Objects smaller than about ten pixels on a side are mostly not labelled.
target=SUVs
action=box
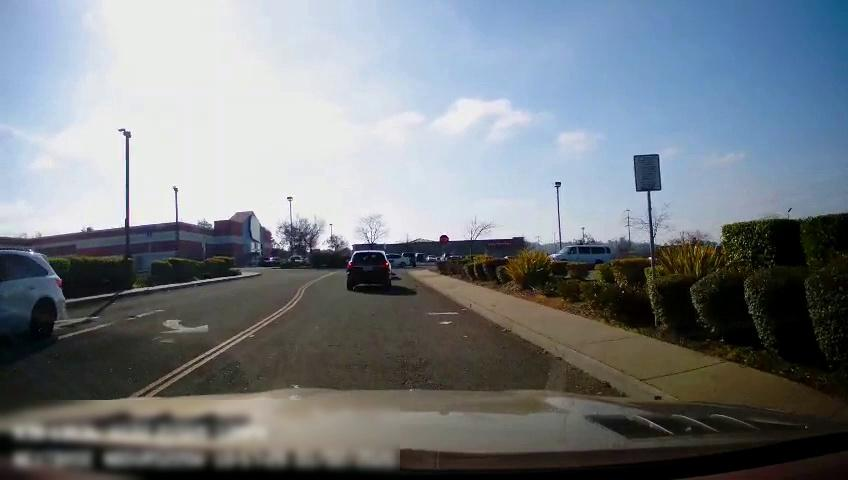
[346,249,392,291]
[0,248,66,360]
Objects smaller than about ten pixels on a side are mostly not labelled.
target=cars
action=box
[387,251,411,268]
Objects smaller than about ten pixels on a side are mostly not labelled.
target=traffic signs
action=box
[438,233,450,249]
[633,153,662,192]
